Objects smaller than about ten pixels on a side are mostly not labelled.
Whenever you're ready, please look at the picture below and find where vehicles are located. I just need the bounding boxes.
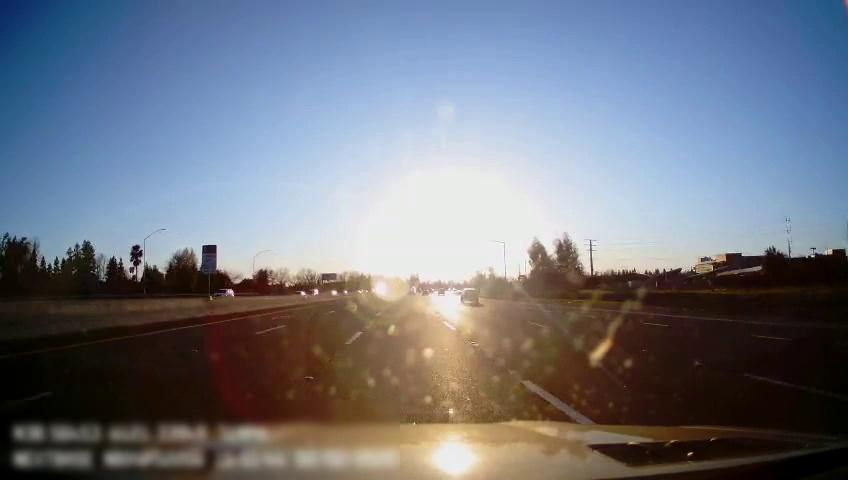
[213,288,235,299]
[291,290,309,297]
[460,287,479,304]
[306,288,319,297]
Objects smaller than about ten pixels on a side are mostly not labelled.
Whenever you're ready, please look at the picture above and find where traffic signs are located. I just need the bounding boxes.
[201,244,217,273]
